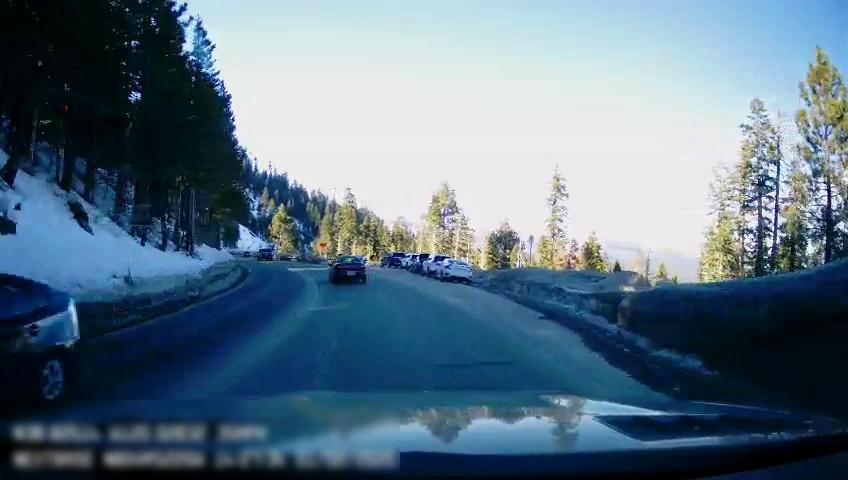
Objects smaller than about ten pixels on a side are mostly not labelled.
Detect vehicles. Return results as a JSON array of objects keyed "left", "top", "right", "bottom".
[
  {"left": 0, "top": 272, "right": 80, "bottom": 408},
  {"left": 410, "top": 253, "right": 429, "bottom": 275},
  {"left": 422, "top": 256, "right": 450, "bottom": 278},
  {"left": 439, "top": 258, "right": 472, "bottom": 284},
  {"left": 256, "top": 247, "right": 275, "bottom": 261},
  {"left": 328, "top": 256, "right": 367, "bottom": 285},
  {"left": 380, "top": 251, "right": 406, "bottom": 268},
  {"left": 400, "top": 252, "right": 416, "bottom": 272}
]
